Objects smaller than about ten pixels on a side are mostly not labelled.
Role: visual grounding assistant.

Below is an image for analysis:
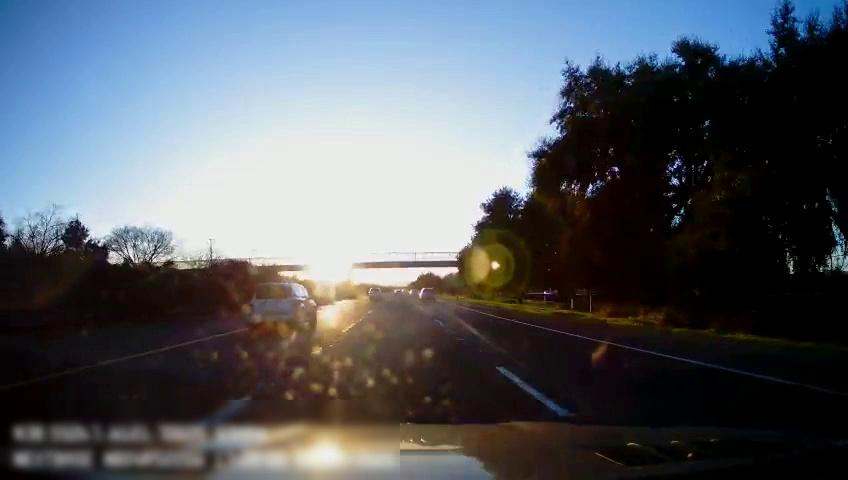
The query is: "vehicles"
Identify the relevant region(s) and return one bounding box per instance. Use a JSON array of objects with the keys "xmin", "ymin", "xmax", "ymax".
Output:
[
  {"xmin": 368, "ymin": 288, "xmax": 382, "ymax": 301},
  {"xmin": 247, "ymin": 281, "xmax": 319, "ymax": 338},
  {"xmin": 418, "ymin": 288, "xmax": 434, "ymax": 301}
]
